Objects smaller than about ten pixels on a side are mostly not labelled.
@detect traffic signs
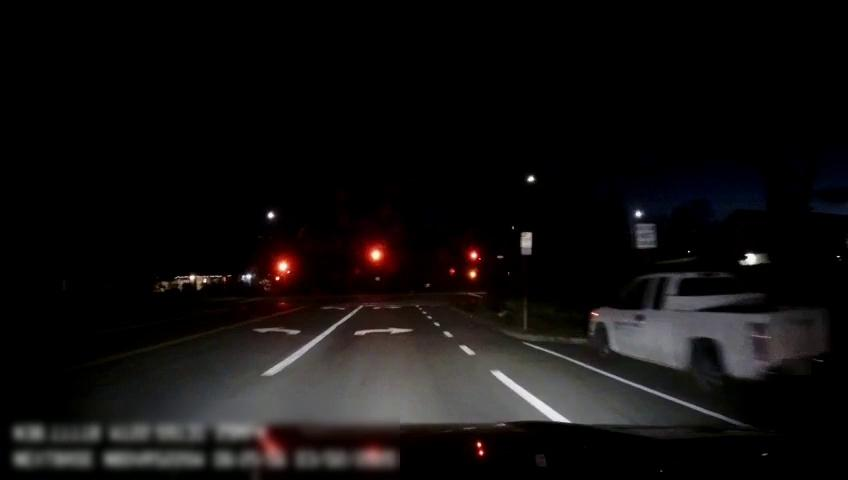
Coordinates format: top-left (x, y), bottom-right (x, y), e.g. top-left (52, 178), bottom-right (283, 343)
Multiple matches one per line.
top-left (520, 231), bottom-right (534, 257)
top-left (634, 223), bottom-right (657, 249)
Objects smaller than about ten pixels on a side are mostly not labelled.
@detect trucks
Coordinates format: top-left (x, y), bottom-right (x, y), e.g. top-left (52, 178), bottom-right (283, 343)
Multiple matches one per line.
top-left (588, 272), bottom-right (832, 396)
